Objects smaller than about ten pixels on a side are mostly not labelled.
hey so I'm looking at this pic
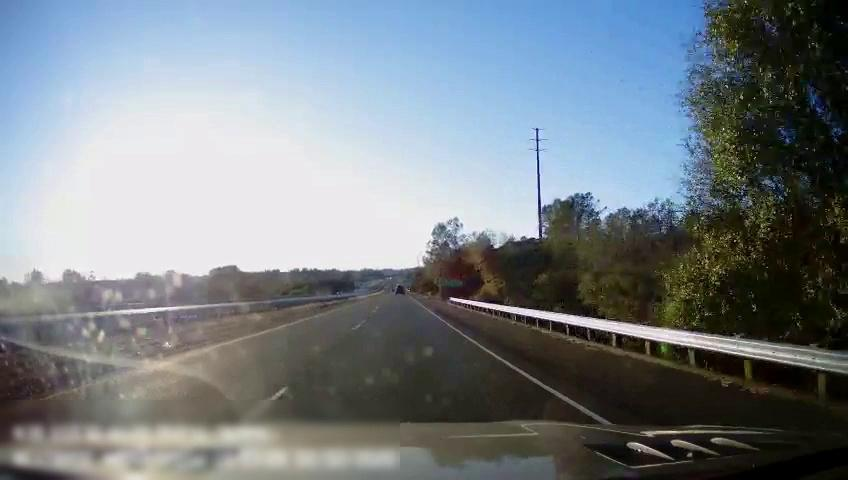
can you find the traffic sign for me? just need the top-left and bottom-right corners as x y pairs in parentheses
(442, 280), (463, 288)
